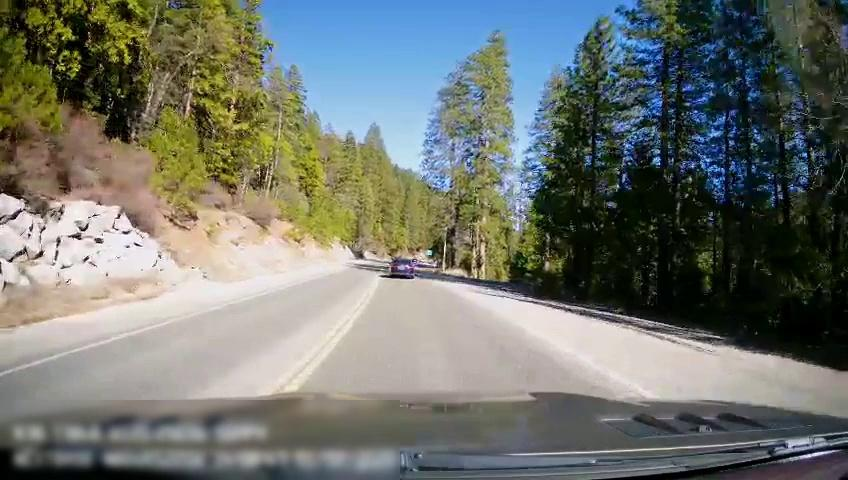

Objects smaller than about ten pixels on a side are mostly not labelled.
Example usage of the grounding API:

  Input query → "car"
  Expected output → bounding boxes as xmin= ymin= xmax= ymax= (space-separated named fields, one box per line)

xmin=390 ymin=259 xmax=416 ymax=280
